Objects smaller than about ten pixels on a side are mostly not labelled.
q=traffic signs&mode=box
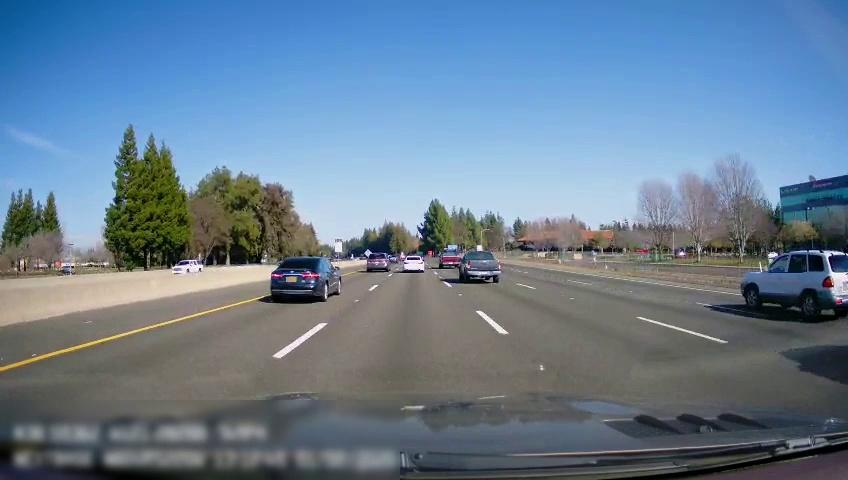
[334,238,342,253]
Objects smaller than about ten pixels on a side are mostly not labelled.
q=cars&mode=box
[270,255,342,303]
[402,254,425,273]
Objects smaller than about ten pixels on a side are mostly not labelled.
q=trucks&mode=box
[458,250,501,284]
[171,259,204,275]
[437,248,462,270]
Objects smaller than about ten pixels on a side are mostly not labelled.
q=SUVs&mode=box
[738,249,848,321]
[366,252,392,273]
